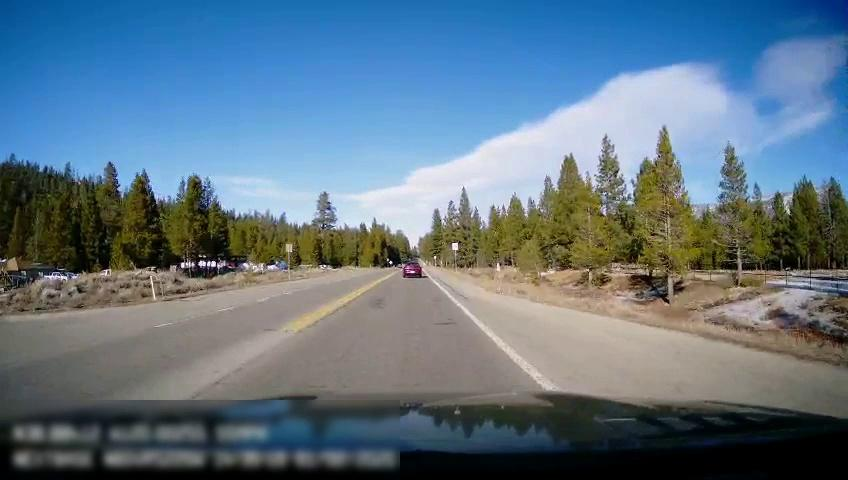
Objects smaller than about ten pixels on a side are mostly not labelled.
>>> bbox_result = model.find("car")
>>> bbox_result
[402,261,423,278]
